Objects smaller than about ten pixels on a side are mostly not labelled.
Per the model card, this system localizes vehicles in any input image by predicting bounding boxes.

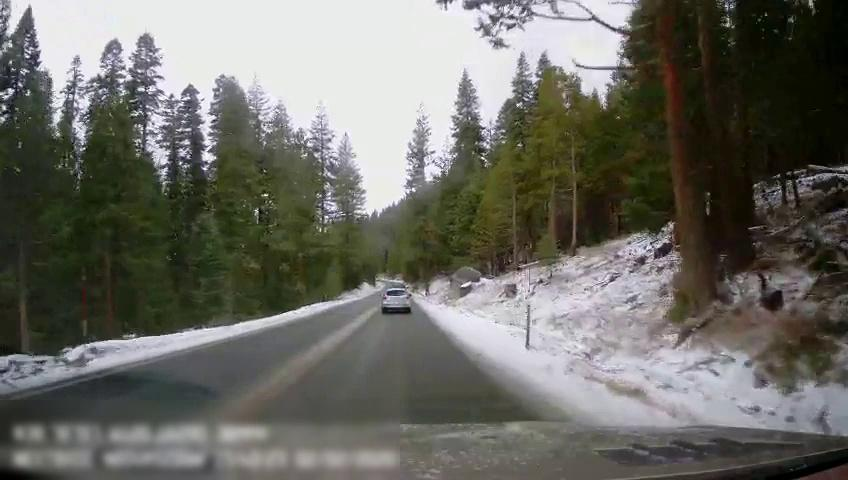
[389,284,407,289]
[382,288,413,313]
